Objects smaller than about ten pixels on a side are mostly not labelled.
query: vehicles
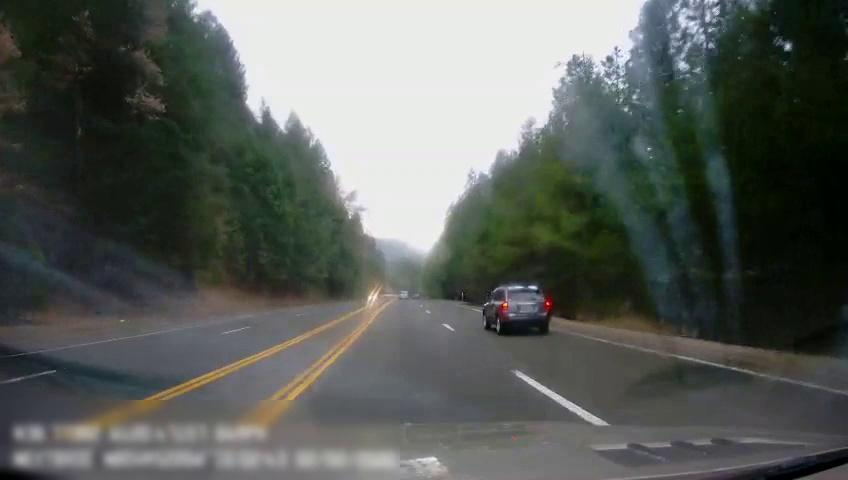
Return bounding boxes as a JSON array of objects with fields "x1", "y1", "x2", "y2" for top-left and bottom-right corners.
[
  {"x1": 398, "y1": 290, "x2": 411, "y2": 301},
  {"x1": 482, "y1": 284, "x2": 551, "y2": 337}
]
